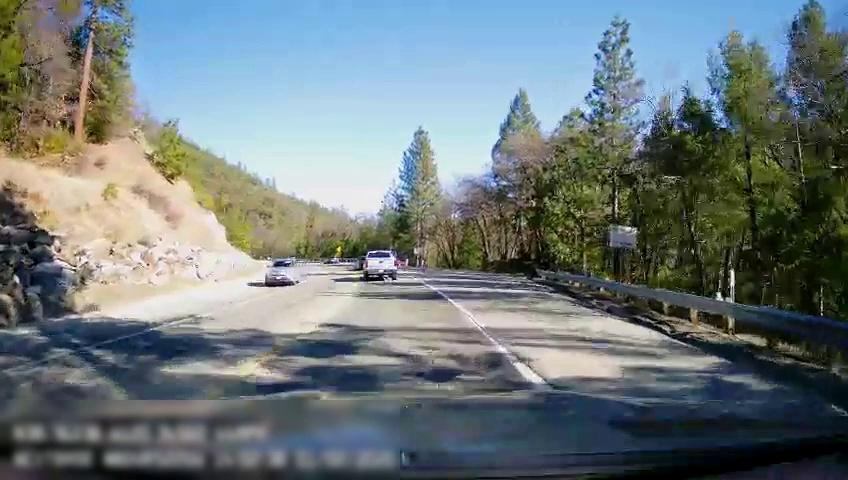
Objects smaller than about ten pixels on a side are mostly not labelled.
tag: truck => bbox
[360,251,397,282]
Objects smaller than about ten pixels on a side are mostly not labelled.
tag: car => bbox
[263,259,304,286]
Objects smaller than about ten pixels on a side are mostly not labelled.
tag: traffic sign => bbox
[608,224,638,249]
